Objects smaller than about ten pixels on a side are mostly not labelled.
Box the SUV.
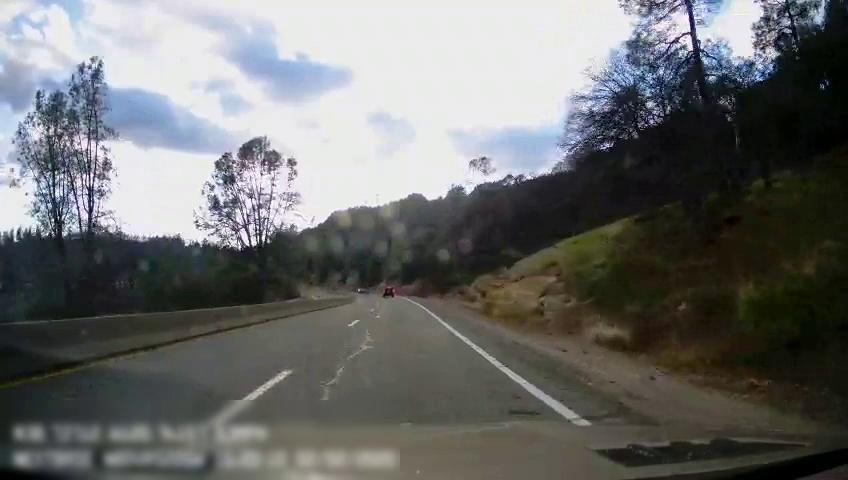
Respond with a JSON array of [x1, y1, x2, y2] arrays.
[[382, 286, 395, 298]]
